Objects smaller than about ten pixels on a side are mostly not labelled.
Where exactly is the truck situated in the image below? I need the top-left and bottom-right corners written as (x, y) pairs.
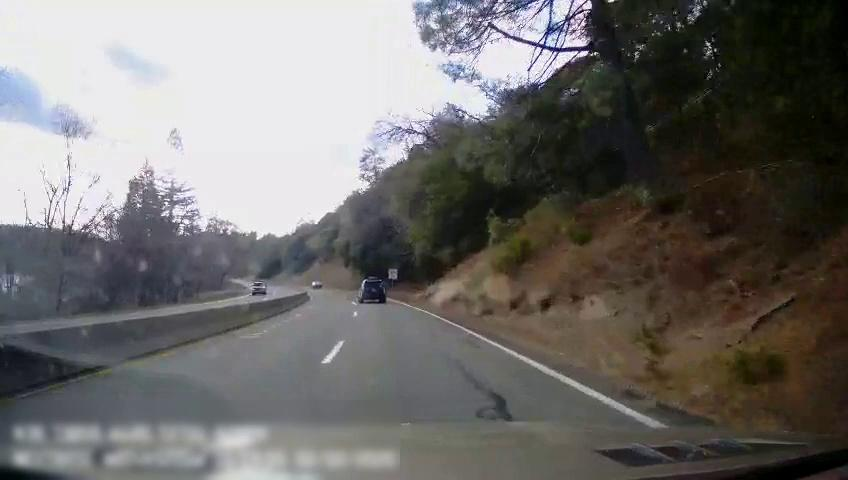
top-left (250, 281), bottom-right (267, 296)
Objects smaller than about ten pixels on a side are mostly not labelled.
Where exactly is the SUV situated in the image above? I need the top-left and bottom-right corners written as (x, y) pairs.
top-left (359, 280), bottom-right (387, 305)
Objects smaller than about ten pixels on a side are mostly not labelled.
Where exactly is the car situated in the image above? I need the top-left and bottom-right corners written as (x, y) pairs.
top-left (311, 281), bottom-right (323, 289)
